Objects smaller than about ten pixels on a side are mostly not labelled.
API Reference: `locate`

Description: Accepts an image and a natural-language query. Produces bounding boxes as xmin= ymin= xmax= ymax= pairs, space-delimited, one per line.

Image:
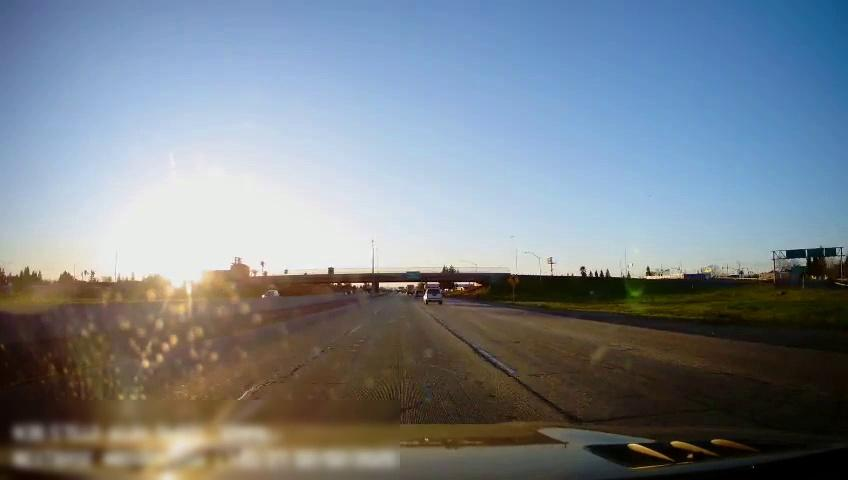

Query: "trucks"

xmin=407 ymin=285 xmax=414 ymax=296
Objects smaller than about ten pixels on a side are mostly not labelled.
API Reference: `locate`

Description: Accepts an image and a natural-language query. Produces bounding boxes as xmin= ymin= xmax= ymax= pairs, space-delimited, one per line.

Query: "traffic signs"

xmin=825 ymin=247 xmax=836 ymax=256
xmin=785 ymin=249 xmax=806 ymax=258
xmin=507 ymin=274 xmax=519 ymax=287
xmin=406 ymin=271 xmax=421 ymax=279
xmin=807 ymin=248 xmax=824 ymax=257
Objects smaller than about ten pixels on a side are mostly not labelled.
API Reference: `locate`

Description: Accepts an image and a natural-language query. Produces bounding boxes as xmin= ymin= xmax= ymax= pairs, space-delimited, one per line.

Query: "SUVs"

xmin=423 ymin=288 xmax=443 ymax=305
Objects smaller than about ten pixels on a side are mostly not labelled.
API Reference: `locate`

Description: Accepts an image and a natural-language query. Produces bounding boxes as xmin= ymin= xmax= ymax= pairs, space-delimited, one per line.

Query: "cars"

xmin=262 ymin=290 xmax=280 ymax=297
